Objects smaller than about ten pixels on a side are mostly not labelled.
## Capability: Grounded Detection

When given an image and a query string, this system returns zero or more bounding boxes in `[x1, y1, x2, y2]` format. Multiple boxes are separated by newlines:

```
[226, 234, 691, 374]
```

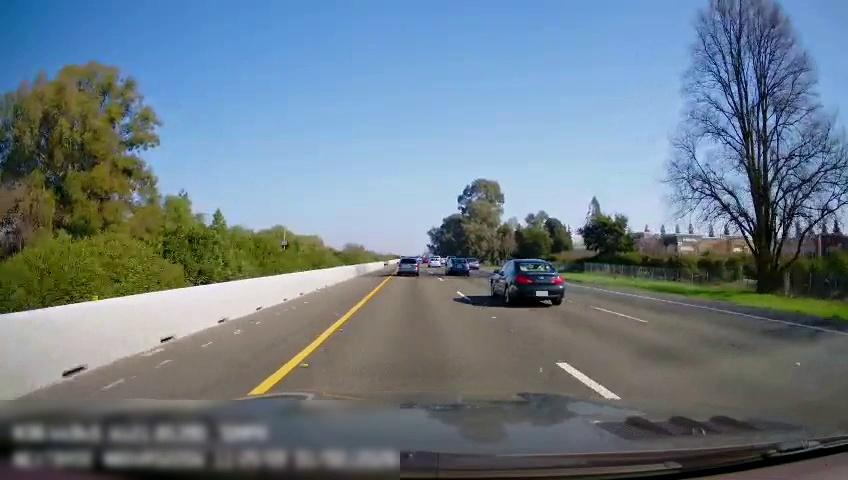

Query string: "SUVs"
[445, 257, 470, 277]
[397, 258, 421, 277]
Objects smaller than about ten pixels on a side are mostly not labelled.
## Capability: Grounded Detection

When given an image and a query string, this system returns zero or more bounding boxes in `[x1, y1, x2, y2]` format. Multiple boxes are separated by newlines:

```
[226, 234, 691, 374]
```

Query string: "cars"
[467, 258, 478, 269]
[488, 258, 565, 308]
[428, 257, 441, 268]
